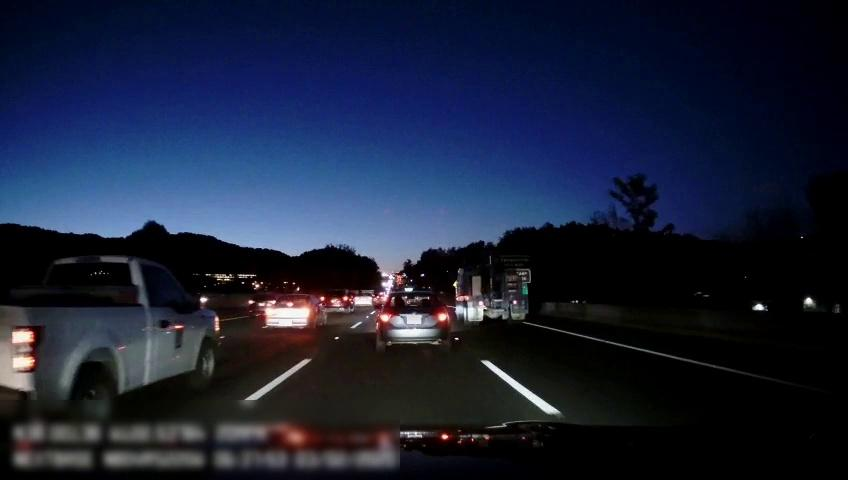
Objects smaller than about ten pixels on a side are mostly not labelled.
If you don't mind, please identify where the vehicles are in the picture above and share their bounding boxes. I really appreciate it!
[373,290,452,355]
[247,291,283,314]
[0,253,221,437]
[264,294,328,333]
[318,291,348,312]
[452,266,528,329]
[353,291,375,308]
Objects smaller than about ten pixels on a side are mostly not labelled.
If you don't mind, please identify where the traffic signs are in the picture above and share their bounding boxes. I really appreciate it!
[501,254,529,269]
[512,283,529,295]
[504,270,531,283]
